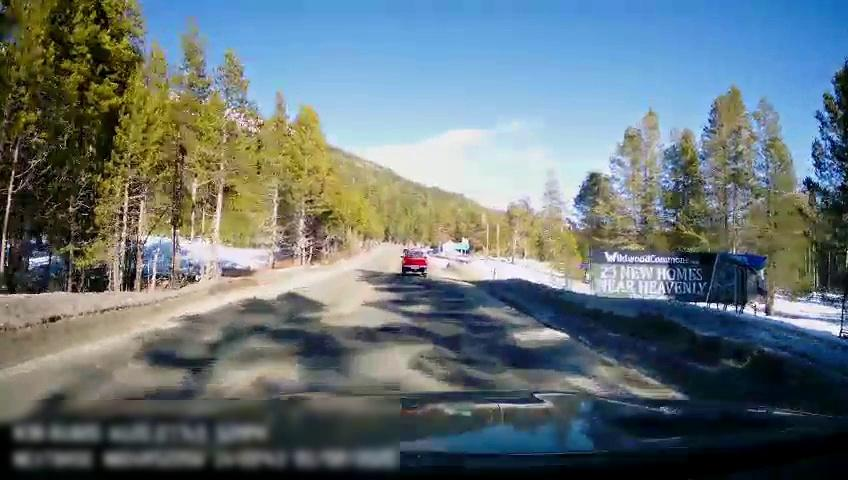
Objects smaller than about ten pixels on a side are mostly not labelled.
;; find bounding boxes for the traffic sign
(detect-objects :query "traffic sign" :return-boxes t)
[452,242,471,251]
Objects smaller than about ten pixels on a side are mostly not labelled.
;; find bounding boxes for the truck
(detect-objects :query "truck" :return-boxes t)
[399,248,428,276]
